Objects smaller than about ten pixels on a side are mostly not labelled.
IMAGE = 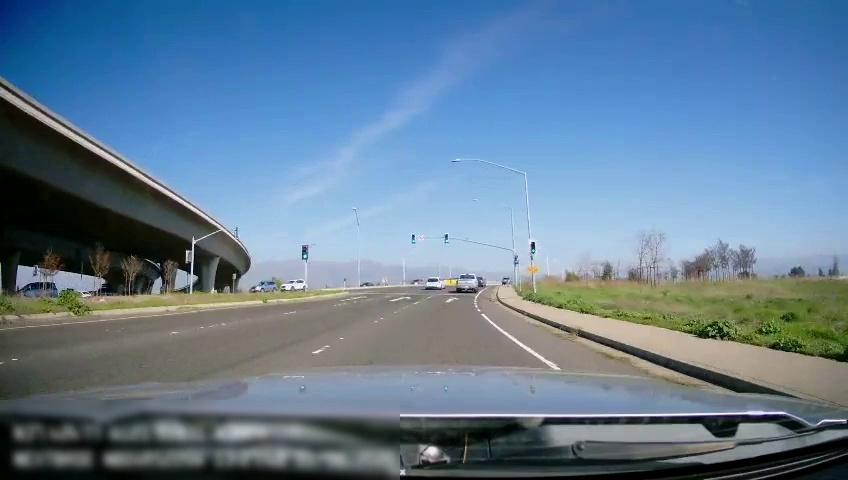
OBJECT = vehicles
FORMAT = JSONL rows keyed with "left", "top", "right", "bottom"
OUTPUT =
{"left": 425, "top": 276, "right": 446, "bottom": 291}
{"left": 477, "top": 276, "right": 486, "bottom": 287}
{"left": 249, "top": 280, "right": 277, "bottom": 293}
{"left": 280, "top": 280, "right": 308, "bottom": 293}
{"left": 455, "top": 274, "right": 479, "bottom": 293}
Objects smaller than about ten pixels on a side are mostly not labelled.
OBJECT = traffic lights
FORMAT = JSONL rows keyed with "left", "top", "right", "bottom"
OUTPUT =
{"left": 302, "top": 245, "right": 308, "bottom": 261}
{"left": 444, "top": 233, "right": 448, "bottom": 244}
{"left": 411, "top": 232, "right": 416, "bottom": 244}
{"left": 530, "top": 240, "right": 535, "bottom": 254}
{"left": 233, "top": 226, "right": 239, "bottom": 240}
